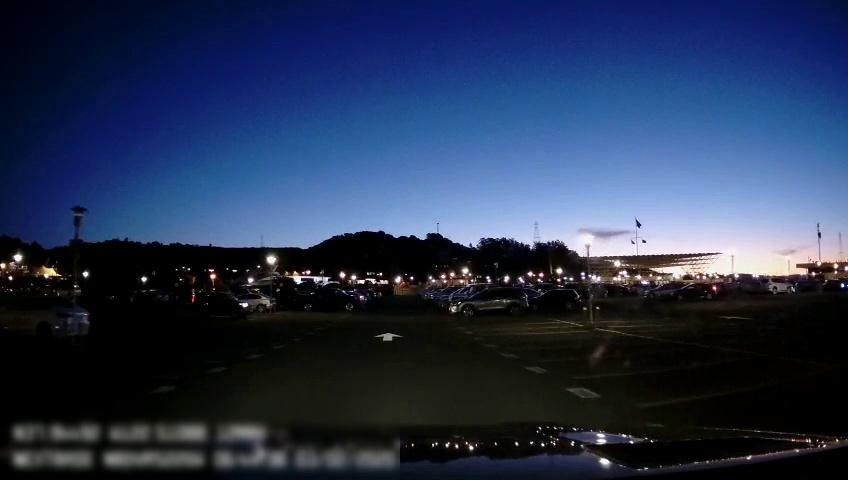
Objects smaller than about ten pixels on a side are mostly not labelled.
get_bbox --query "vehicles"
[672,282,717,300]
[191,291,249,319]
[353,289,370,298]
[449,283,501,302]
[0,296,91,346]
[644,283,688,298]
[341,290,365,303]
[448,286,530,320]
[230,290,278,314]
[357,286,377,300]
[51,283,82,299]
[534,288,582,310]
[760,278,794,294]
[130,289,169,304]
[296,287,360,312]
